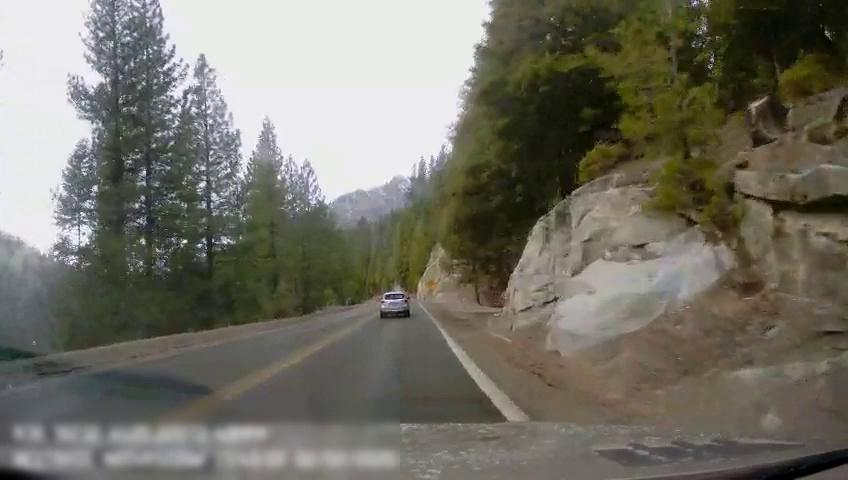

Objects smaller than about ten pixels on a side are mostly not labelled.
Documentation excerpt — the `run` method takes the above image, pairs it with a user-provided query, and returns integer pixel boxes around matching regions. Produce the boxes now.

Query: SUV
[378,291,411,319]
